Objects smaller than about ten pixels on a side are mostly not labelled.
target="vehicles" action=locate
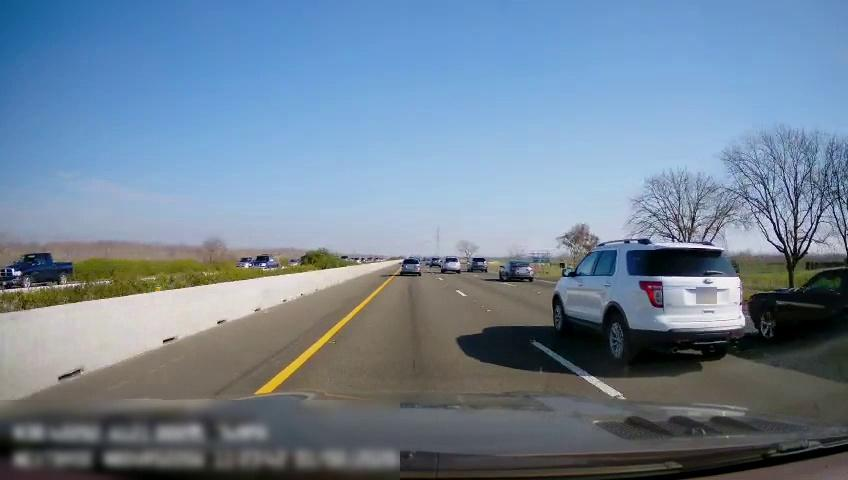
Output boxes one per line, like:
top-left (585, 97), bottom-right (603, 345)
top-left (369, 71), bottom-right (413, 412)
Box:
top-left (399, 259), bottom-right (422, 277)
top-left (251, 255), bottom-right (280, 269)
top-left (235, 256), bottom-right (257, 269)
top-left (0, 252), bottom-right (74, 290)
top-left (498, 261), bottom-right (535, 283)
top-left (746, 268), bottom-right (848, 342)
top-left (466, 257), bottom-right (489, 272)
top-left (429, 257), bottom-right (441, 268)
top-left (439, 256), bottom-right (462, 273)
top-left (551, 238), bottom-right (746, 364)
